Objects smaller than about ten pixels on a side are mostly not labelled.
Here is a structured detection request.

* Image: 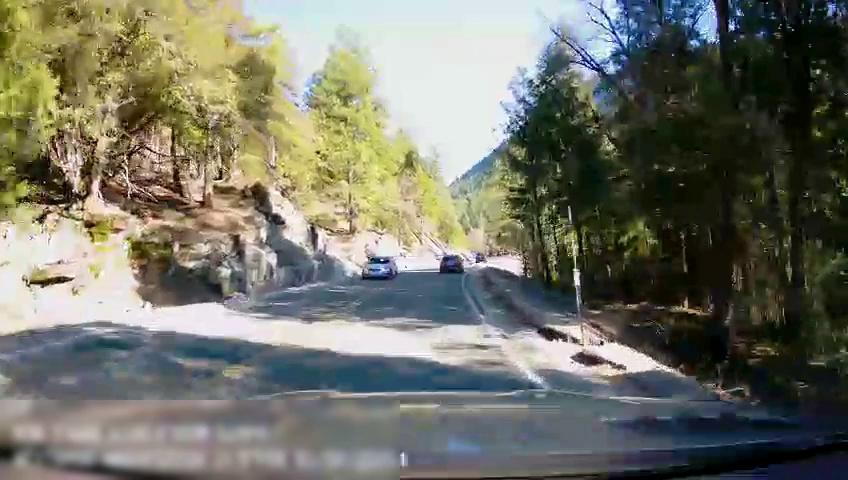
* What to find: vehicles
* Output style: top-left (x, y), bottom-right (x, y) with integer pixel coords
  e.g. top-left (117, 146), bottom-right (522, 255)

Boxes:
top-left (475, 252), bottom-right (488, 264)
top-left (361, 255), bottom-right (399, 281)
top-left (439, 254), bottom-right (465, 274)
